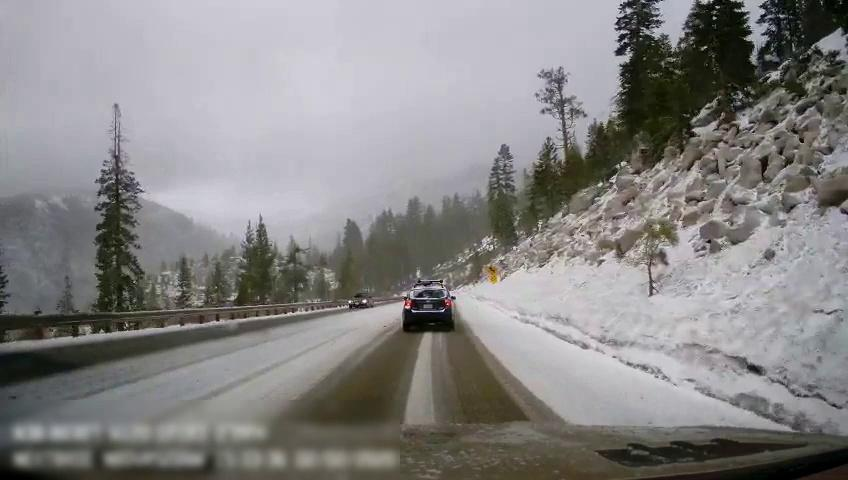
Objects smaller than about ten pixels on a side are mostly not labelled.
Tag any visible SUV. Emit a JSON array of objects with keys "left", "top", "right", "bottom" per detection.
[{"left": 348, "top": 292, "right": 375, "bottom": 310}]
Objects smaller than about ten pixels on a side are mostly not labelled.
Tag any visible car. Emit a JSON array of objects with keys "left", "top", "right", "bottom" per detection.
[{"left": 402, "top": 279, "right": 457, "bottom": 333}]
